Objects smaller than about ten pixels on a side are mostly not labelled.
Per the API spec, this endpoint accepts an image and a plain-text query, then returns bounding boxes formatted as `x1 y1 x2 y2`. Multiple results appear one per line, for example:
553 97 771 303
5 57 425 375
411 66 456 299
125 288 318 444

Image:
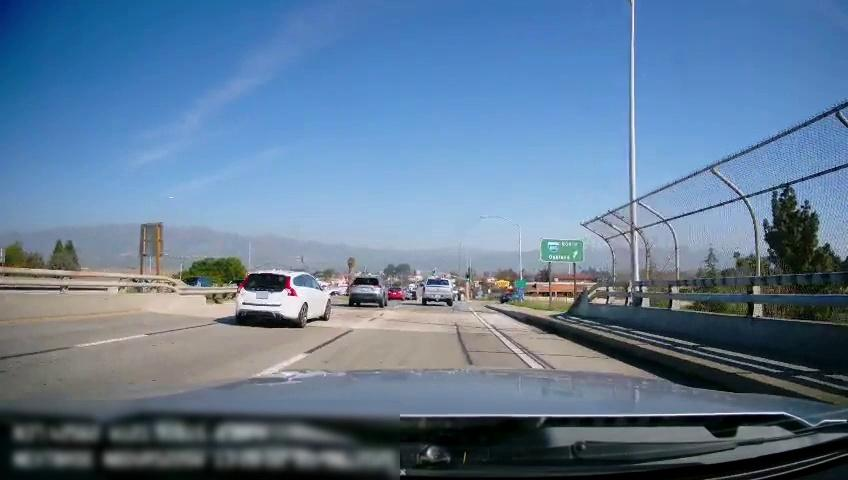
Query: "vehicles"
184 276 209 287
348 276 388 308
418 278 454 307
387 287 405 302
499 293 514 304
238 271 332 329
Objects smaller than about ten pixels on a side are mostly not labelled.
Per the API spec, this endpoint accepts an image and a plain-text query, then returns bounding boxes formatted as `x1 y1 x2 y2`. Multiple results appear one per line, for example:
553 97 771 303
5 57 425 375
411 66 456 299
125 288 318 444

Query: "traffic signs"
542 239 584 262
